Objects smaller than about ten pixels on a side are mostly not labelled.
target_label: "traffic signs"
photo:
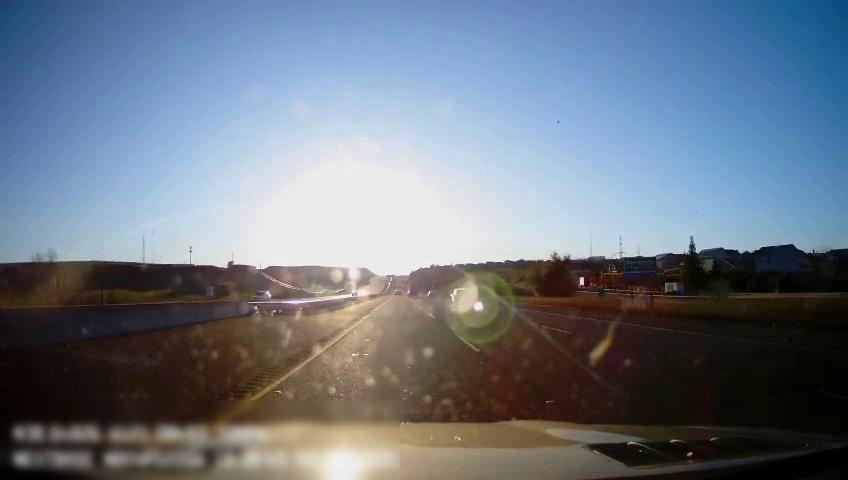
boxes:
[623,256,656,277]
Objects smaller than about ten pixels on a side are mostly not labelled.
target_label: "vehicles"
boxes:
[408,284,419,298]
[449,288,474,306]
[252,290,272,302]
